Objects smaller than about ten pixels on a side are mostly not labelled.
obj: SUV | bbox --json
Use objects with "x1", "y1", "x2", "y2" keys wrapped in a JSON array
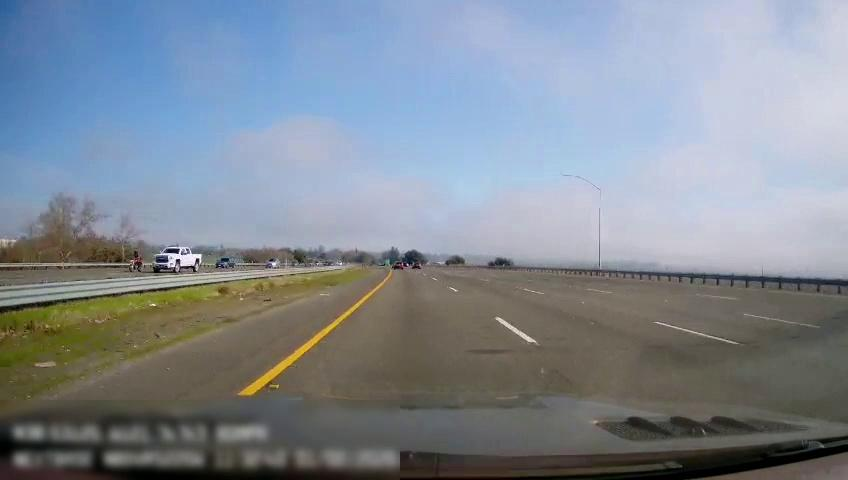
[{"x1": 215, "y1": 257, "x2": 236, "y2": 269}]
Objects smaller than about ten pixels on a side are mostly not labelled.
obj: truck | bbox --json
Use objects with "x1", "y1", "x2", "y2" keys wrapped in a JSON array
[{"x1": 150, "y1": 246, "x2": 203, "y2": 274}]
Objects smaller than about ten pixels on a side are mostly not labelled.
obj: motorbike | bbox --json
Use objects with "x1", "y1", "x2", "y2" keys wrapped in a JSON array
[{"x1": 127, "y1": 249, "x2": 146, "y2": 274}]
